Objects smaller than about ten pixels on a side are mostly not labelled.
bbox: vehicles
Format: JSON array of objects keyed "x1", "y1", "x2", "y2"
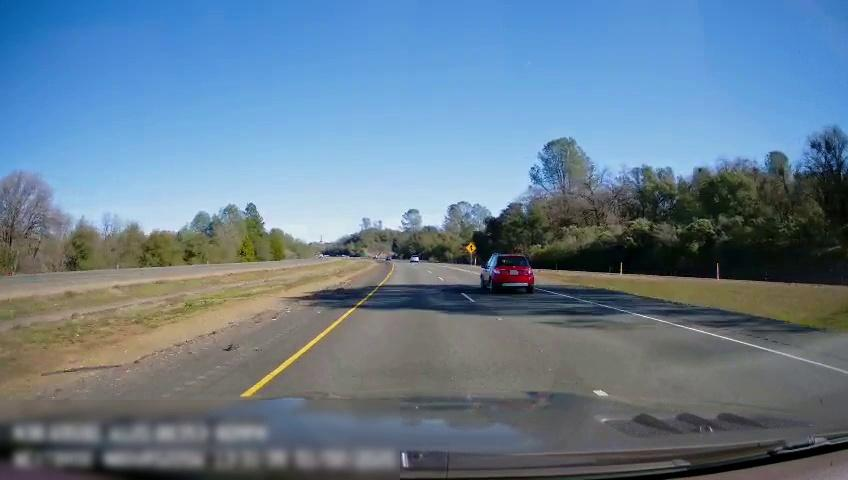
[
  {"x1": 480, "y1": 254, "x2": 534, "y2": 294},
  {"x1": 409, "y1": 255, "x2": 419, "y2": 263}
]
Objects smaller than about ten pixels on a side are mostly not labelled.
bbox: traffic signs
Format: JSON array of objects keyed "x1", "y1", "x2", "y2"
[{"x1": 466, "y1": 242, "x2": 476, "y2": 254}]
